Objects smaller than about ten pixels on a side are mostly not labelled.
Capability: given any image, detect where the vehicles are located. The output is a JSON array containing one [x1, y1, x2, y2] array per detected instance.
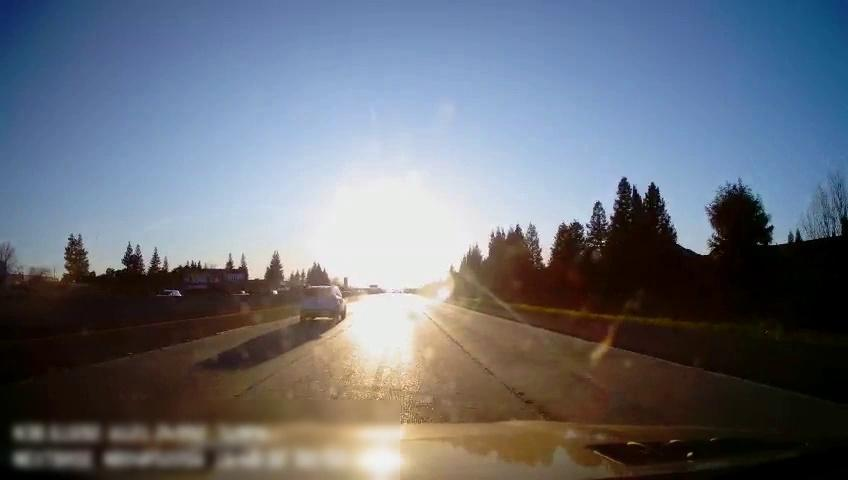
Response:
[[231, 290, 249, 298], [262, 290, 279, 298], [155, 289, 182, 299], [299, 285, 347, 322]]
